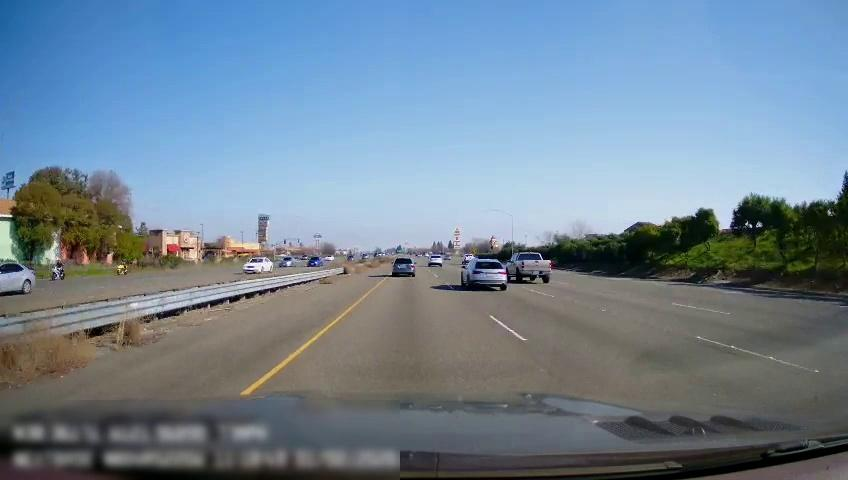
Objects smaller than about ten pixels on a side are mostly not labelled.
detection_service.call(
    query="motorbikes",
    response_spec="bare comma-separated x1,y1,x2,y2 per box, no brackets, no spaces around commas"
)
116,257,128,276
50,258,66,282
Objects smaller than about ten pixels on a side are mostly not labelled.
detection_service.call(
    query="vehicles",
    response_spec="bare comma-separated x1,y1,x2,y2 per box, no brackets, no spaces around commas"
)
325,255,335,261
427,254,443,267
460,259,508,292
390,257,418,277
506,252,552,284
278,255,298,268
0,262,36,297
307,256,325,267
300,255,312,261
242,257,273,274
461,254,476,265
